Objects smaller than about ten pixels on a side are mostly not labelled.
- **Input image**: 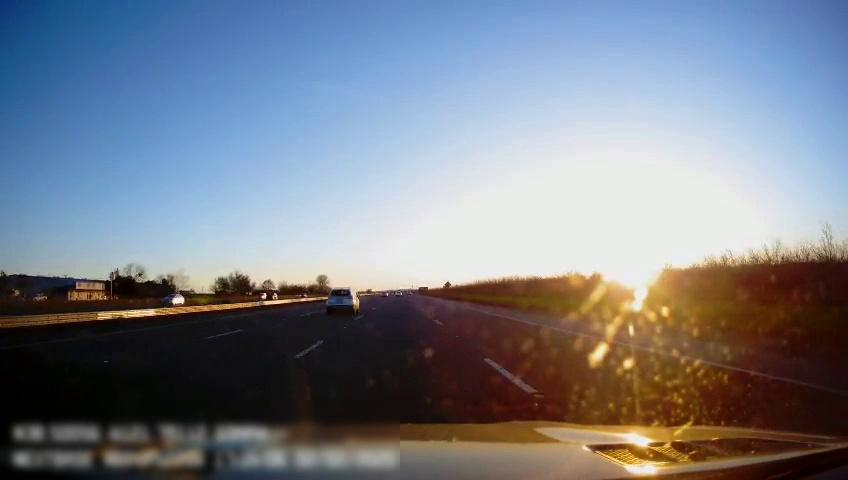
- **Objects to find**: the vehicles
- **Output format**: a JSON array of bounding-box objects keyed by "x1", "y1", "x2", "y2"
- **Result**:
[
  {"x1": 162, "y1": 293, "x2": 185, "y2": 308},
  {"x1": 256, "y1": 292, "x2": 268, "y2": 301},
  {"x1": 266, "y1": 291, "x2": 280, "y2": 301},
  {"x1": 326, "y1": 287, "x2": 360, "y2": 314}
]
